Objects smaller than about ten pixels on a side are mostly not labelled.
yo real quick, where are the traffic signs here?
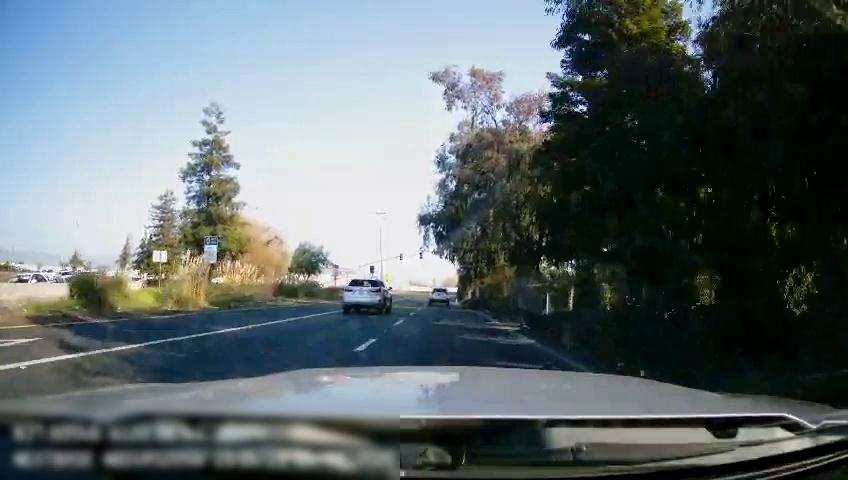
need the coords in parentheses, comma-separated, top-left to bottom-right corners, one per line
(204, 238, 218, 265)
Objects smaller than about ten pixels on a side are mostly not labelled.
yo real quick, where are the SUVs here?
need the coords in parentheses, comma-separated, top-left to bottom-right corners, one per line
(429, 287, 450, 305)
(341, 278, 392, 314)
